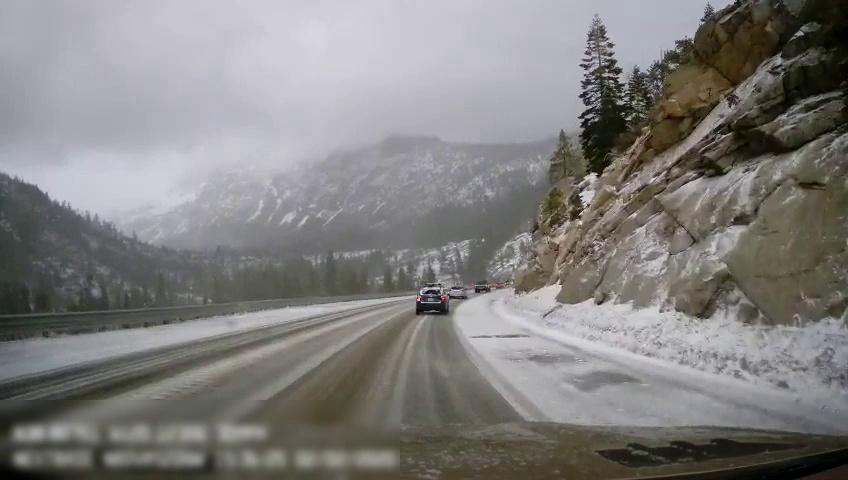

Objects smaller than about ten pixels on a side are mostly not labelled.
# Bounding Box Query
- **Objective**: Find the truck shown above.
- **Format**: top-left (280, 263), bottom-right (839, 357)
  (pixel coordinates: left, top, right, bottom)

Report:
top-left (474, 279), bottom-right (492, 293)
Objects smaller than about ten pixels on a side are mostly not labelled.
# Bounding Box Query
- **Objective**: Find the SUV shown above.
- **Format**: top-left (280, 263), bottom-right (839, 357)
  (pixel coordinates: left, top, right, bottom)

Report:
top-left (415, 281), bottom-right (451, 315)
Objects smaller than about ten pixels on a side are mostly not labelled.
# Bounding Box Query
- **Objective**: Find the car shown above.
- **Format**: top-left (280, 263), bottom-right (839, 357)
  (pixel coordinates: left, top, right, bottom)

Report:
top-left (448, 284), bottom-right (468, 299)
